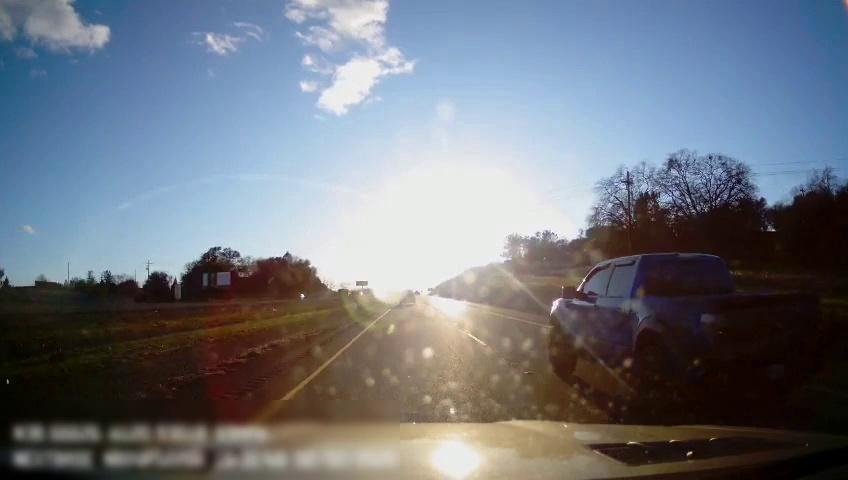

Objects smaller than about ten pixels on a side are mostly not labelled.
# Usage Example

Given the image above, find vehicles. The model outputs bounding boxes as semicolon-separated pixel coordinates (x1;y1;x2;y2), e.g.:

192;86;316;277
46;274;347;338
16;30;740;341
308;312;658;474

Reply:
549;252;825;418
398;290;416;306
